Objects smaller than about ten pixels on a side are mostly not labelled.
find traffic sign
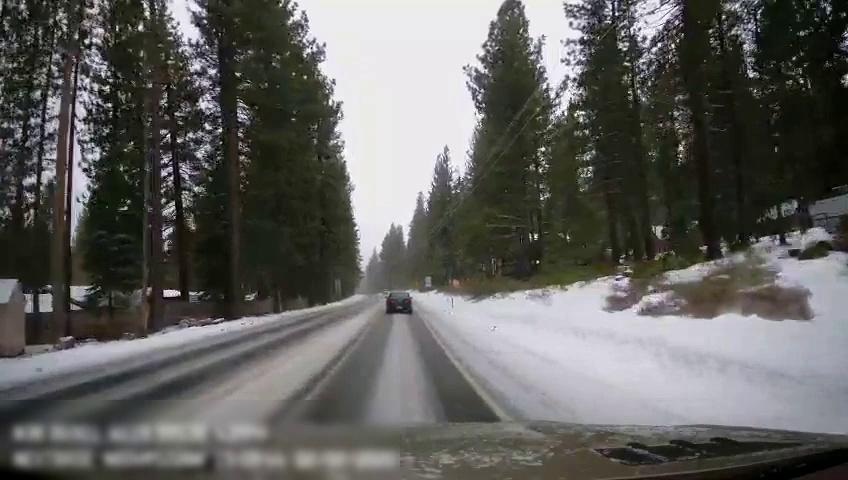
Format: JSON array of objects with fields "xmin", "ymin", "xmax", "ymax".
[{"xmin": 425, "ymin": 276, "xmax": 432, "ymax": 287}]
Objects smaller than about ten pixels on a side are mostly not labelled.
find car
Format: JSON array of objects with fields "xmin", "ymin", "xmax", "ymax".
[{"xmin": 385, "ymin": 291, "xmax": 414, "ymax": 315}]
